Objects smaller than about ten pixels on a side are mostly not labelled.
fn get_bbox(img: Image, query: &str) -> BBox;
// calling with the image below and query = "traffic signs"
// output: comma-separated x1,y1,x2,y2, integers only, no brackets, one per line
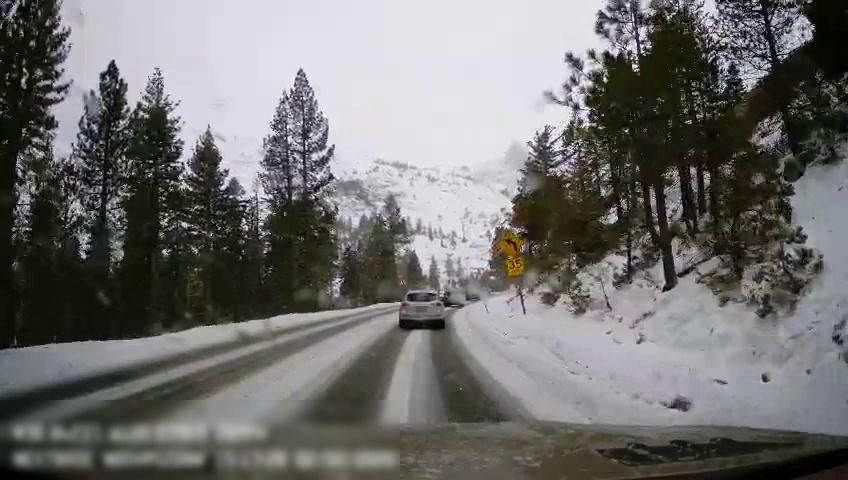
507,258,524,277
494,229,525,258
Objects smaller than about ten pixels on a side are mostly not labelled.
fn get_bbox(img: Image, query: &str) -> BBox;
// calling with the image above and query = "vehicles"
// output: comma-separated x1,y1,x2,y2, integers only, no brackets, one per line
444,290,464,308
399,290,445,329
465,288,481,301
